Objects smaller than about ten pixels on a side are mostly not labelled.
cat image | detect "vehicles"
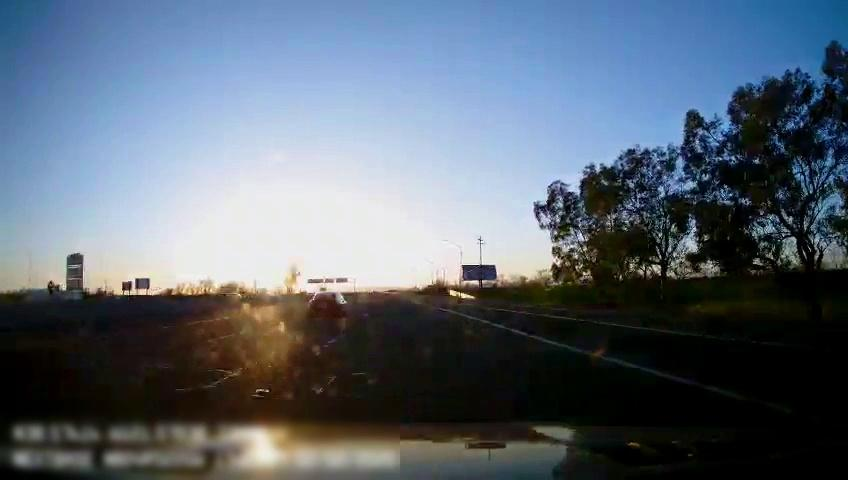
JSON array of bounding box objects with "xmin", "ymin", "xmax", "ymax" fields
[
  {"xmin": 226, "ymin": 293, "xmax": 242, "ymax": 299},
  {"xmin": 307, "ymin": 291, "xmax": 349, "ymax": 317}
]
